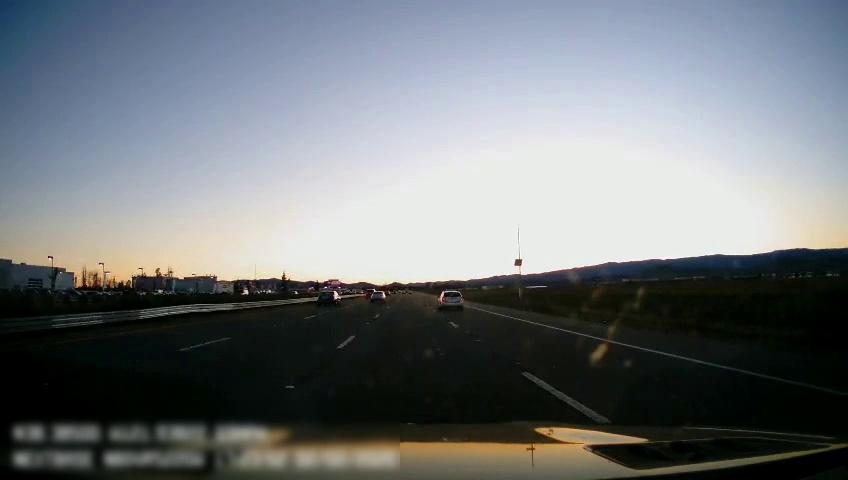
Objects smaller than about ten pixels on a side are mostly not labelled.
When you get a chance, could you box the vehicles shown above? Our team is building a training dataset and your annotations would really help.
[317,290,342,307]
[365,290,373,300]
[436,290,464,311]
[370,290,386,304]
